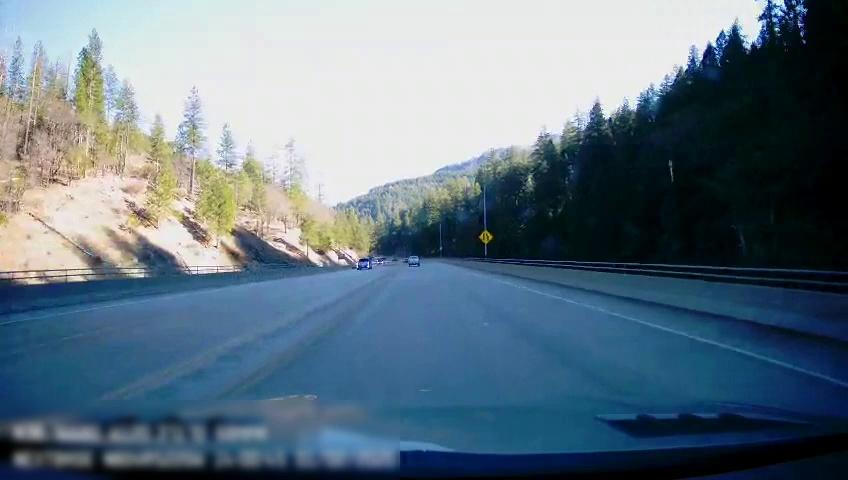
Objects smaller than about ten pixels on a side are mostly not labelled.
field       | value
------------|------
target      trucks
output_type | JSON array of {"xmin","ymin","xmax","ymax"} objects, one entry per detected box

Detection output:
[
  {"xmin": 356, "ymin": 258, "xmax": 373, "ymax": 270},
  {"xmin": 407, "ymin": 254, "xmax": 421, "ymax": 267}
]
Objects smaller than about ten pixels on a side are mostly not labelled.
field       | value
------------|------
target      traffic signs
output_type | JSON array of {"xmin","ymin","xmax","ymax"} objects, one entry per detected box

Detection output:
[{"xmin": 479, "ymin": 230, "xmax": 493, "ymax": 244}]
